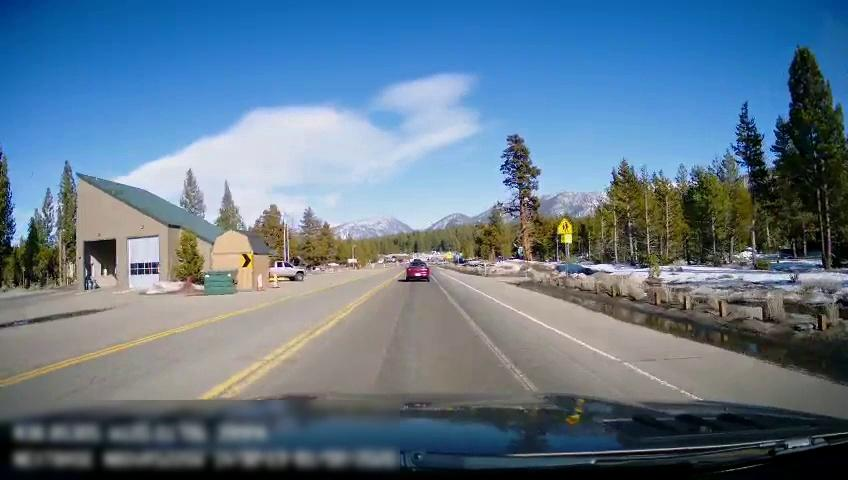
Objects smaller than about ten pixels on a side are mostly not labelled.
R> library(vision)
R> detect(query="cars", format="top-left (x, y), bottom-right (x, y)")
top-left (407, 262), bottom-right (431, 281)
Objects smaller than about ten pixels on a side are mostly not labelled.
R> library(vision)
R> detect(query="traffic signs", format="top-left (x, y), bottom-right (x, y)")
top-left (557, 218), bottom-right (573, 234)
top-left (240, 253), bottom-right (253, 271)
top-left (560, 233), bottom-right (572, 243)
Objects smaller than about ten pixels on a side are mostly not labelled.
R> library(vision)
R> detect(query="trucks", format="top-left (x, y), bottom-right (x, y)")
top-left (269, 260), bottom-right (305, 281)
